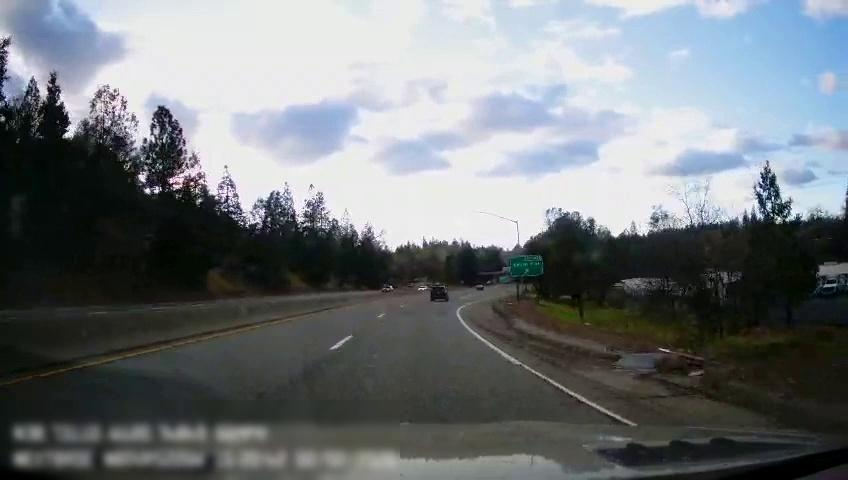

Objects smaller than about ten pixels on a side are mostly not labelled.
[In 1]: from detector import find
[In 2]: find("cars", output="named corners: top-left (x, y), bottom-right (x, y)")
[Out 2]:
top-left (417, 285), bottom-right (428, 291)
top-left (381, 285), bottom-right (394, 293)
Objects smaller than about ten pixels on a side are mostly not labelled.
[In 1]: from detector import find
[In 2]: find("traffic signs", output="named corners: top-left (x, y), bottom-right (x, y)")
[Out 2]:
top-left (509, 254), bottom-right (544, 278)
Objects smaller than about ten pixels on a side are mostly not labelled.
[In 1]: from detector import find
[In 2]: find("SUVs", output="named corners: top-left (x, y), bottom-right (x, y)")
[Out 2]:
top-left (430, 285), bottom-right (449, 302)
